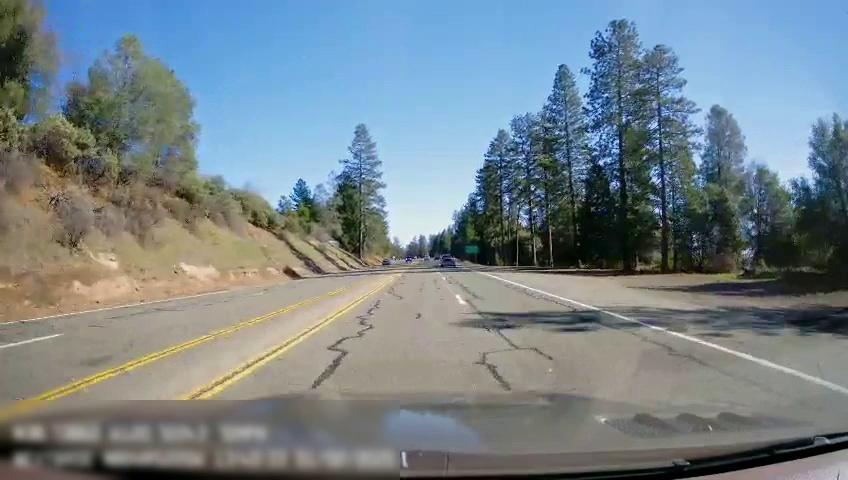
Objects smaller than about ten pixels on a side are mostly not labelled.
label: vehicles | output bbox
[440,255,450,268]
[440,258,456,268]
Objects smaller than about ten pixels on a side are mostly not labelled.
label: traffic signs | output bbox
[463,244,480,254]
